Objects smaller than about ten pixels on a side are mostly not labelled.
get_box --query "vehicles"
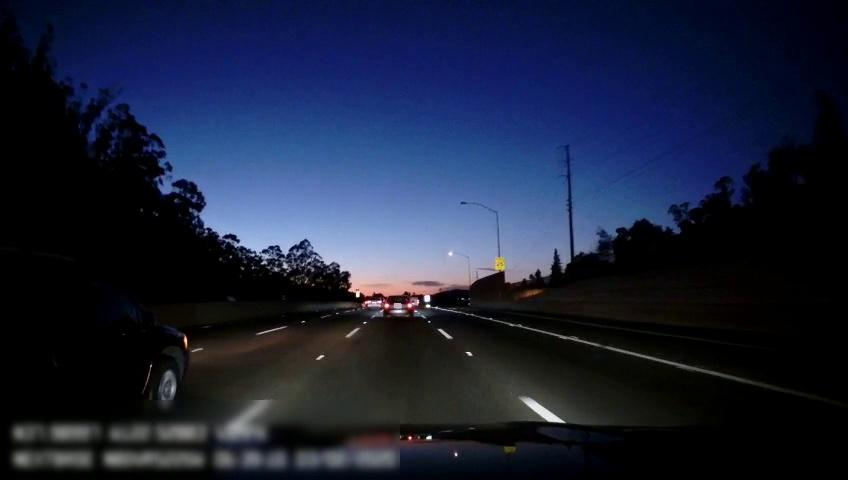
[214,295,236,304]
[0,249,191,438]
[366,297,385,310]
[382,295,415,319]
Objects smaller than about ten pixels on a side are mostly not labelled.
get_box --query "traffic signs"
[495,257,505,270]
